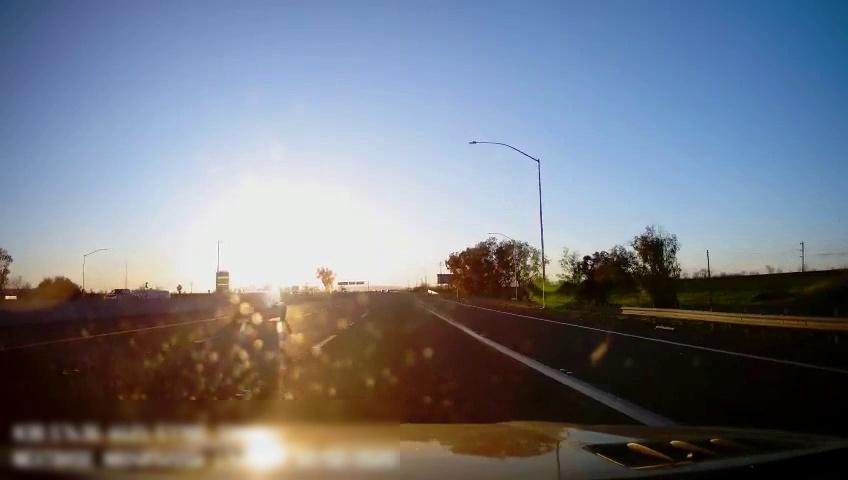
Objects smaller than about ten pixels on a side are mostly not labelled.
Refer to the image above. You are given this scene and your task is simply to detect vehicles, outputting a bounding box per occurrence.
[228,292,287,325]
[103,289,140,303]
